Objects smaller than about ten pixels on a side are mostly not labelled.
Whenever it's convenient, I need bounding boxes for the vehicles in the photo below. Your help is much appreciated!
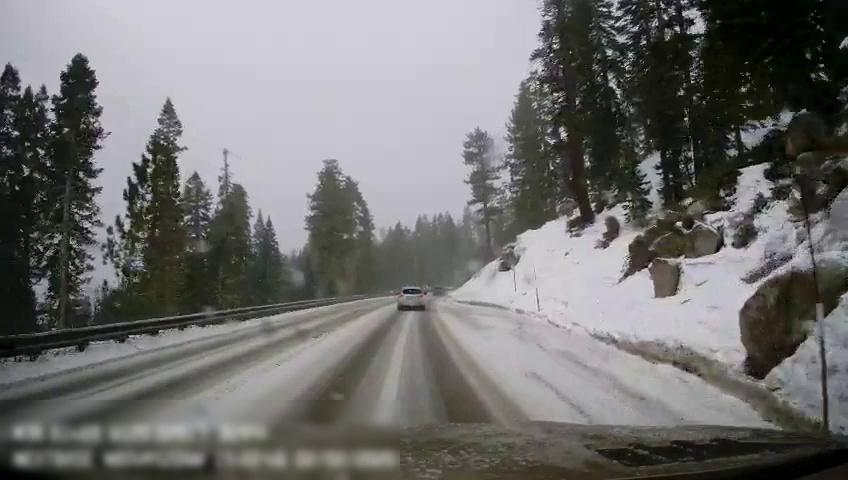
[433,286,447,296]
[396,286,429,312]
